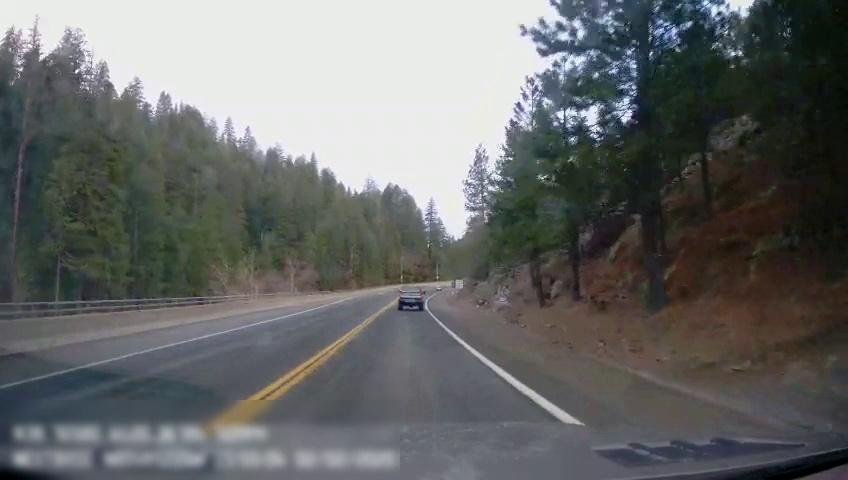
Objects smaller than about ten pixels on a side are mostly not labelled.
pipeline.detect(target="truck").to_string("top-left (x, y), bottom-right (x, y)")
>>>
top-left (396, 284), bottom-right (425, 311)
